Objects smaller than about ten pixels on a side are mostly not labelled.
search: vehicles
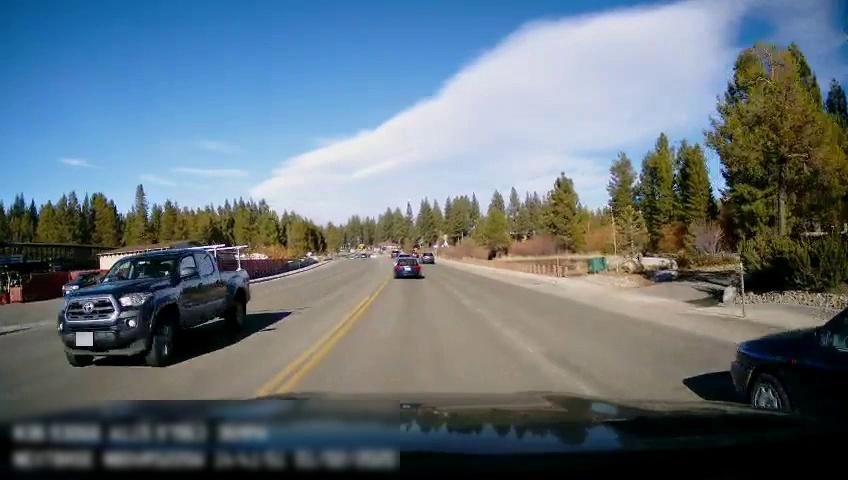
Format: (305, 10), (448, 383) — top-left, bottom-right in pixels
(62, 270), (110, 297)
(390, 249), (400, 258)
(421, 252), (435, 264)
(60, 248), (251, 368)
(394, 256), (423, 279)
(725, 307), (848, 418)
